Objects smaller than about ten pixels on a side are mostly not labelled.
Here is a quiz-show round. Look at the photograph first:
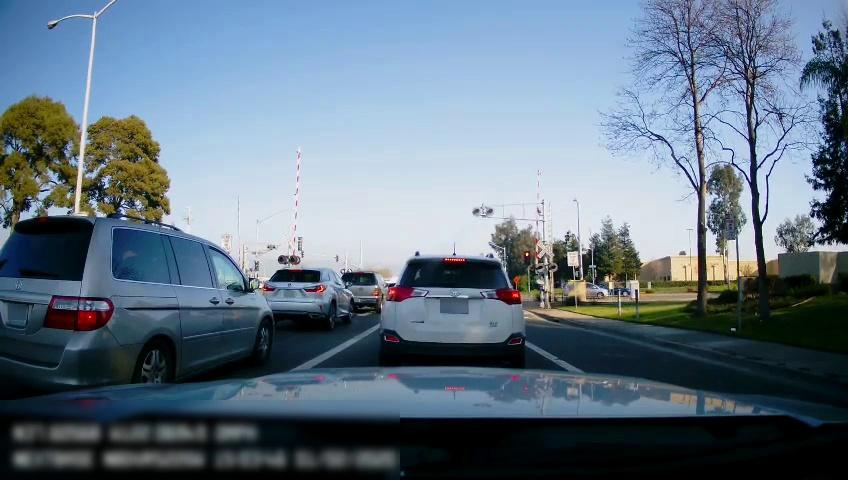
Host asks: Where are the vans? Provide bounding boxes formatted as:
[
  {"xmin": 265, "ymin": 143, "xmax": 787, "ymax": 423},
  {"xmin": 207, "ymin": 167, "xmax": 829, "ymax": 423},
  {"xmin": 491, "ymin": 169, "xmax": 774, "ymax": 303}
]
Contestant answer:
[{"xmin": 0, "ymin": 212, "xmax": 277, "ymax": 393}]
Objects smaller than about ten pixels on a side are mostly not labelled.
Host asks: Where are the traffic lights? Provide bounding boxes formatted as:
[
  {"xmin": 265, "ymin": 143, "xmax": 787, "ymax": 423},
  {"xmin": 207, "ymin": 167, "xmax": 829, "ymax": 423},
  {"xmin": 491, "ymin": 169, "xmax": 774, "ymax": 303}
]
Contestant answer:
[
  {"xmin": 297, "ymin": 237, "xmax": 303, "ymax": 252},
  {"xmin": 523, "ymin": 250, "xmax": 531, "ymax": 265},
  {"xmin": 277, "ymin": 255, "xmax": 289, "ymax": 265},
  {"xmin": 289, "ymin": 255, "xmax": 301, "ymax": 265},
  {"xmin": 564, "ymin": 231, "xmax": 570, "ymax": 245}
]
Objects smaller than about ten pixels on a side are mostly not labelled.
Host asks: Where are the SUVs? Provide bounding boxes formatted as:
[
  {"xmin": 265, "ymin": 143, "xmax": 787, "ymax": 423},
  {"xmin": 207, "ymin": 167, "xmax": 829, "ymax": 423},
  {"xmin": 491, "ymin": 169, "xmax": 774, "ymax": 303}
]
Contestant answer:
[
  {"xmin": 262, "ymin": 266, "xmax": 354, "ymax": 330},
  {"xmin": 339, "ymin": 270, "xmax": 387, "ymax": 313},
  {"xmin": 380, "ymin": 251, "xmax": 526, "ymax": 364}
]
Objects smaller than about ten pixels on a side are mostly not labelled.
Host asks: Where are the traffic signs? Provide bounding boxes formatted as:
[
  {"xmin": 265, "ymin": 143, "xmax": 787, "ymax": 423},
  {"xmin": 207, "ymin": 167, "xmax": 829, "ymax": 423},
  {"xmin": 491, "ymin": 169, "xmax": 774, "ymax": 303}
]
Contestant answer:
[
  {"xmin": 536, "ymin": 240, "xmax": 554, "ymax": 259},
  {"xmin": 567, "ymin": 251, "xmax": 579, "ymax": 267}
]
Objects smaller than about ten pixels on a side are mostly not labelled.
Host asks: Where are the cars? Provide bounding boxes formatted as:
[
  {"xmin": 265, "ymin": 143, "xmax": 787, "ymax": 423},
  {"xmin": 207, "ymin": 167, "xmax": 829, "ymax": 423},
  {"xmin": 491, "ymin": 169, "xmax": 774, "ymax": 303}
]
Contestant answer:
[
  {"xmin": 584, "ymin": 282, "xmax": 609, "ymax": 298},
  {"xmin": 607, "ymin": 286, "xmax": 631, "ymax": 297}
]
